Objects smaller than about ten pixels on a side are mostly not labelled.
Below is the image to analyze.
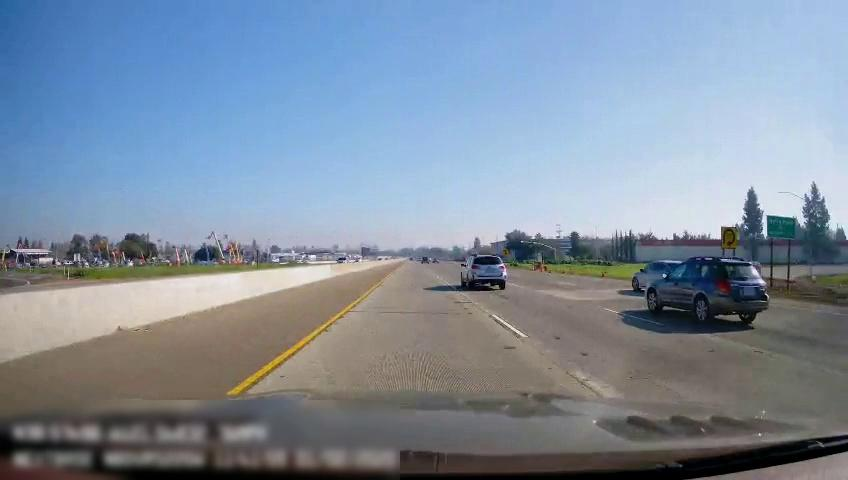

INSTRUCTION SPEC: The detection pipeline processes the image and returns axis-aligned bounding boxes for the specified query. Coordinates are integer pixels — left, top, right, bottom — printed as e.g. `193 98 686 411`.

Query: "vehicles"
631 259 687 293
336 257 349 264
460 254 508 291
645 255 768 325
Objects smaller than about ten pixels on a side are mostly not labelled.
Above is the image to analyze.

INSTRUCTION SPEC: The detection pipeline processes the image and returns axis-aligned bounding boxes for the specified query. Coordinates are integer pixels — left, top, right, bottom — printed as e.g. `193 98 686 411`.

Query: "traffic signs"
720 226 737 250
766 214 798 240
